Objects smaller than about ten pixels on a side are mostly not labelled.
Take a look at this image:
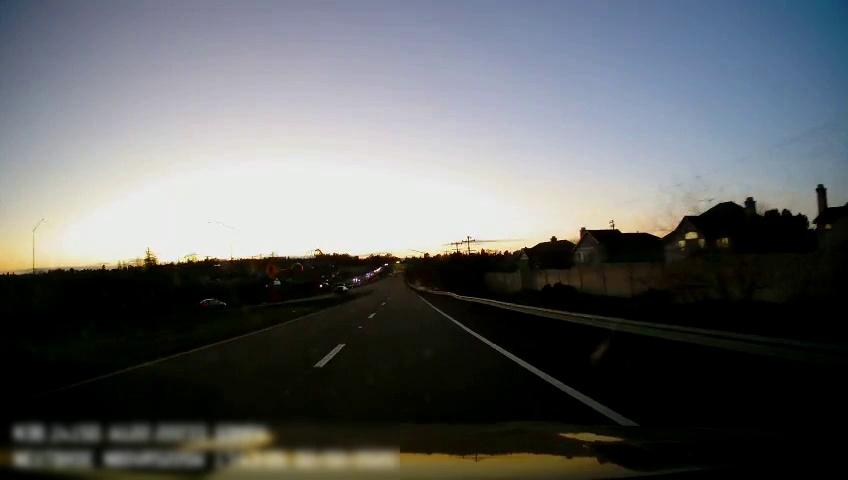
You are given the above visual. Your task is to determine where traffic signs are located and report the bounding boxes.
[264,263,279,281]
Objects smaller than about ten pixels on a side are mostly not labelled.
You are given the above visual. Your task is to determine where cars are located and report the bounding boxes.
[334,285,349,295]
[200,298,230,309]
